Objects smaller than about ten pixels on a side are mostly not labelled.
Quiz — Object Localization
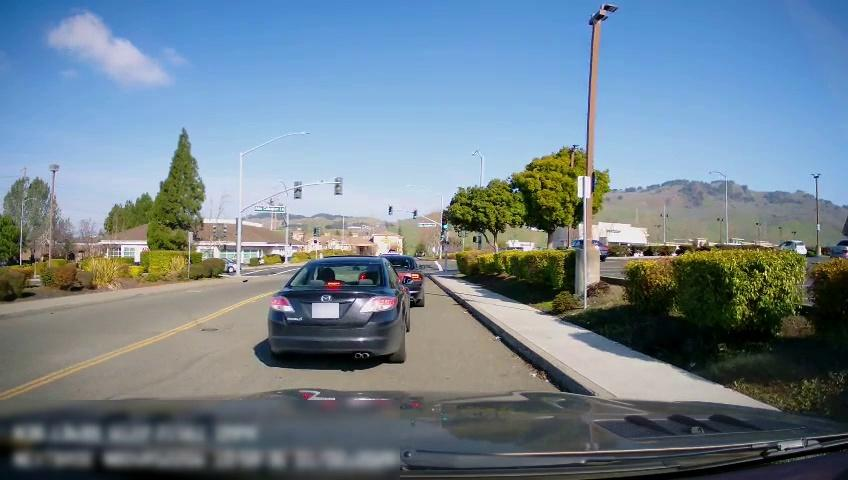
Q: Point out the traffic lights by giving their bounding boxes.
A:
[211,224,218,239]
[440,212,450,233]
[222,223,230,239]
[388,205,393,216]
[334,177,344,196]
[235,216,244,234]
[294,181,303,200]
[412,209,418,221]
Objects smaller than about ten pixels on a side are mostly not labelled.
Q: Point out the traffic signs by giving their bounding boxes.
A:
[576,175,592,199]
[416,222,437,229]
[254,203,288,213]
[187,231,194,242]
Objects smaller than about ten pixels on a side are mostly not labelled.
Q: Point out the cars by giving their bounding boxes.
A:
[265,254,412,364]
[373,254,424,307]
[774,239,808,256]
[218,258,237,274]
[568,239,609,262]
[829,239,848,259]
